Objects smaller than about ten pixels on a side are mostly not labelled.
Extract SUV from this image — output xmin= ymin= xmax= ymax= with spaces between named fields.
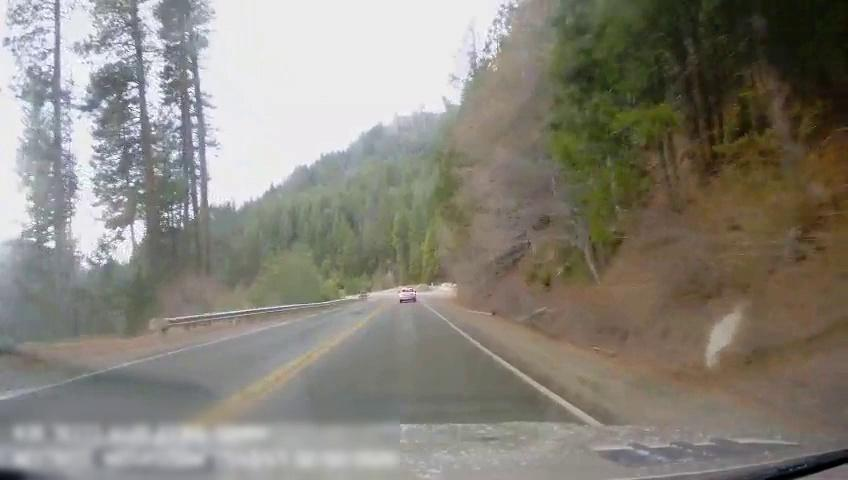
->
xmin=398 ymin=287 xmax=417 ymax=303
